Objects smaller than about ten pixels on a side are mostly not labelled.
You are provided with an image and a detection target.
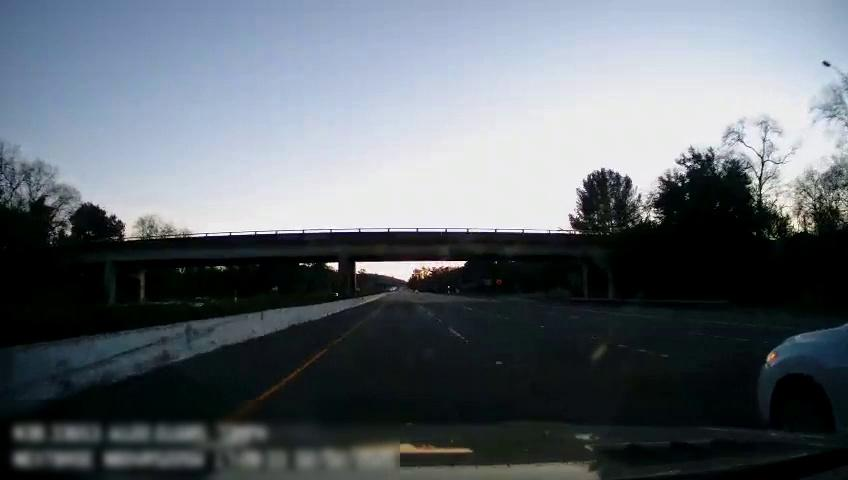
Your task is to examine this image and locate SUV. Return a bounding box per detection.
[757,323,848,444]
